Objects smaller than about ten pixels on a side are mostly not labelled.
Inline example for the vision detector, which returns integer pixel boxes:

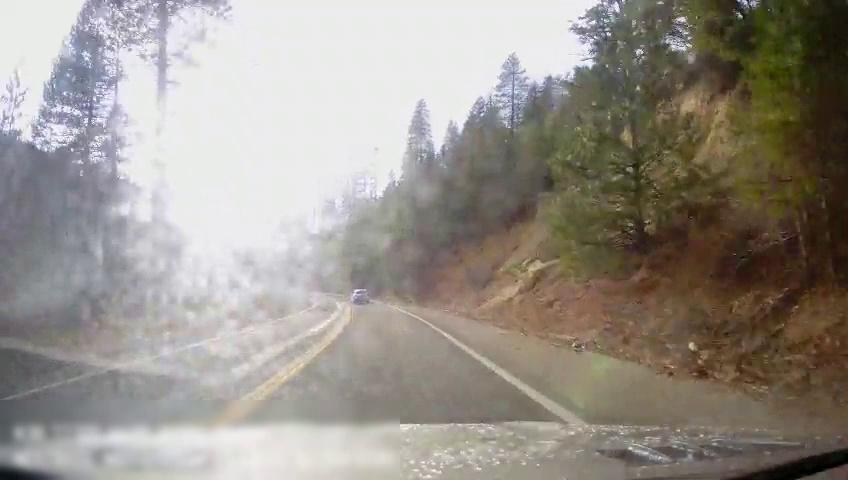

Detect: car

[351,288,369,304]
